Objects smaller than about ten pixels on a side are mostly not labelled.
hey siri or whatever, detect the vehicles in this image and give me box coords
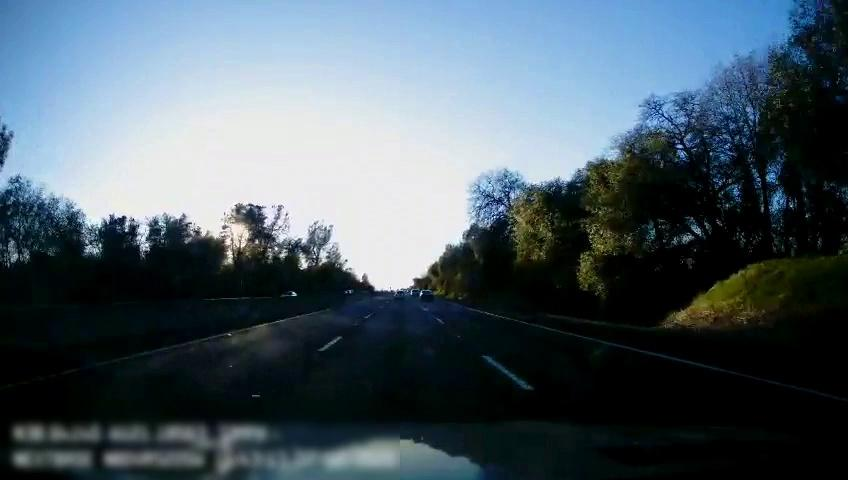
[418,289,433,300]
[280,290,298,298]
[409,288,419,297]
[393,290,407,301]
